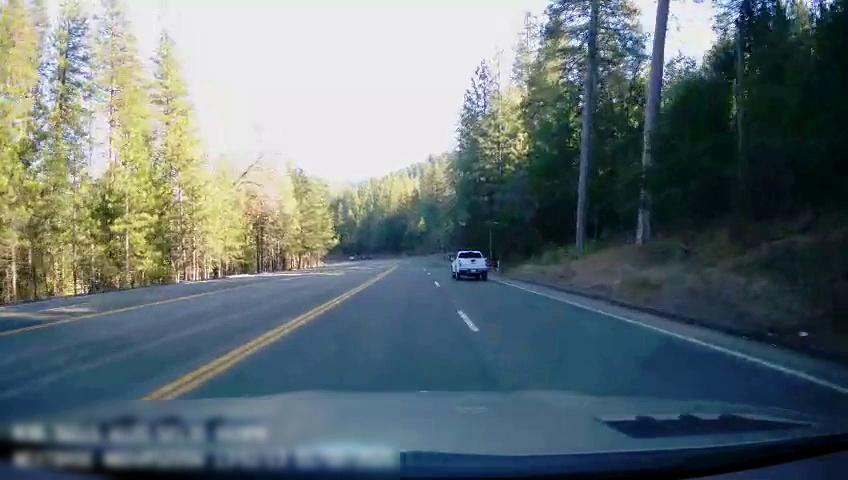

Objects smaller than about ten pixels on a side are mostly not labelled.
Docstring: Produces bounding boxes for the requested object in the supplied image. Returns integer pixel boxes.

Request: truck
[450,250,488,281]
